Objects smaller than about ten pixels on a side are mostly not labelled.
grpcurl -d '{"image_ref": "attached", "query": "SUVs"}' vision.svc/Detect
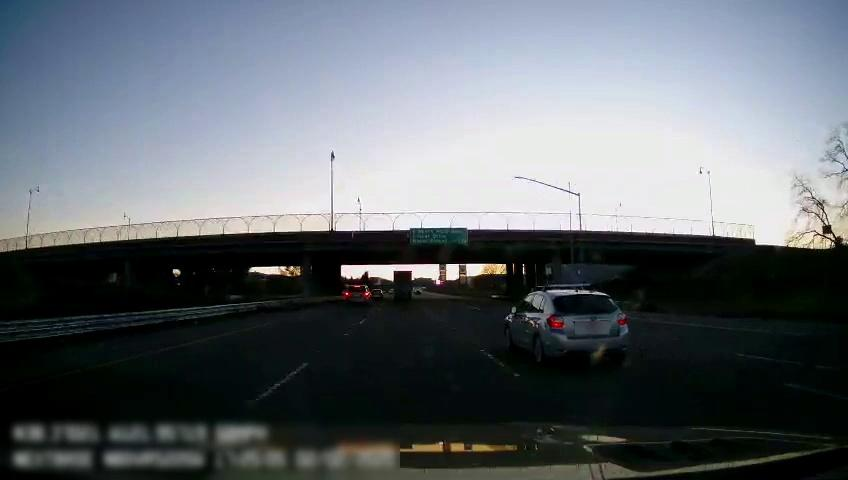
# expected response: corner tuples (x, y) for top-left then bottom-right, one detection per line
(503, 289), (631, 369)
(344, 285), (371, 309)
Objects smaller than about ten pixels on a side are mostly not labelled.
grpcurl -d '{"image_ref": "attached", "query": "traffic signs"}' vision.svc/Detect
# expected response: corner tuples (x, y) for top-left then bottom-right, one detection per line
(411, 228), (470, 246)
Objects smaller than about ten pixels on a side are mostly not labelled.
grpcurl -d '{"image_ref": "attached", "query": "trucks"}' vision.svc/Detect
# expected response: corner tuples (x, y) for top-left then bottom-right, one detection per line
(394, 271), (413, 300)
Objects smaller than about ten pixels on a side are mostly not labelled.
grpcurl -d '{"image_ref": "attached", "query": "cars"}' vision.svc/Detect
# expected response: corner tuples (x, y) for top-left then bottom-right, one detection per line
(371, 289), (384, 300)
